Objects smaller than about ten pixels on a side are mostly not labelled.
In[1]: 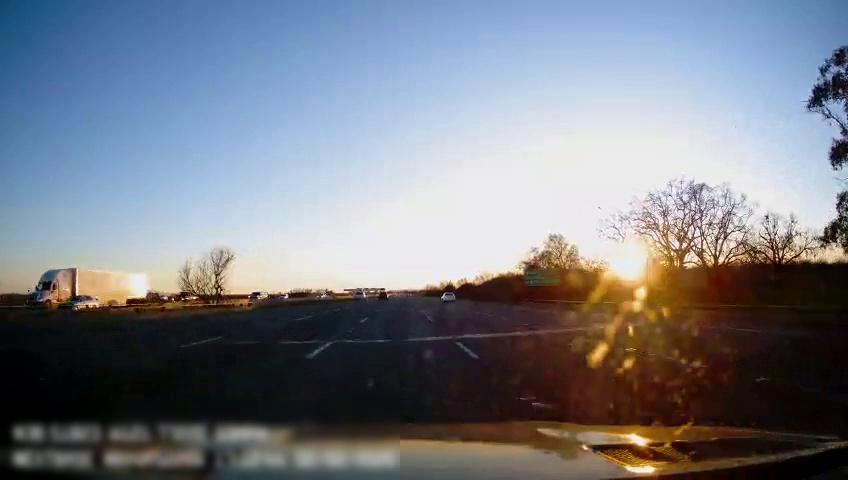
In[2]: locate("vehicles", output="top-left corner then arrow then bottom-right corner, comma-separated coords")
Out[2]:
377,291 -> 389,301
172,291 -> 199,303
247,291 -> 269,302
440,292 -> 456,303
25,268 -> 129,312
354,289 -> 367,301
58,295 -> 99,312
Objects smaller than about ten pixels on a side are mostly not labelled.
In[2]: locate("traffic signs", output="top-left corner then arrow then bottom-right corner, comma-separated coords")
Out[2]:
527,270 -> 561,286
